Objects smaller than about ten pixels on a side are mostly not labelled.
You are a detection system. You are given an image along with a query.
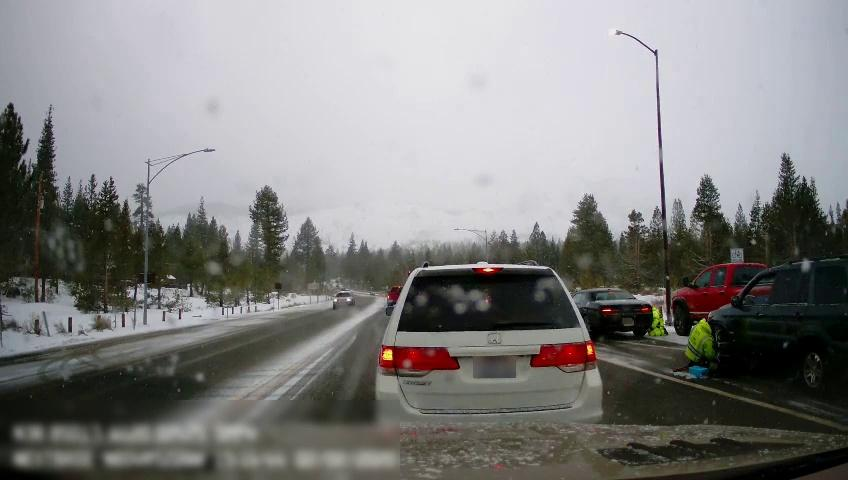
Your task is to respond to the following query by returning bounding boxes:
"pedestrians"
[685,317,725,374]
[648,304,669,338]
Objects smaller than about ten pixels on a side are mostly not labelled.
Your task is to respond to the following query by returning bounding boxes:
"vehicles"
[572,287,654,336]
[332,290,355,309]
[373,260,605,423]
[386,284,404,306]
[671,263,769,336]
[701,256,848,391]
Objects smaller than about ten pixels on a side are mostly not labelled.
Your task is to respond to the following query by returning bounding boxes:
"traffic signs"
[730,247,744,262]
